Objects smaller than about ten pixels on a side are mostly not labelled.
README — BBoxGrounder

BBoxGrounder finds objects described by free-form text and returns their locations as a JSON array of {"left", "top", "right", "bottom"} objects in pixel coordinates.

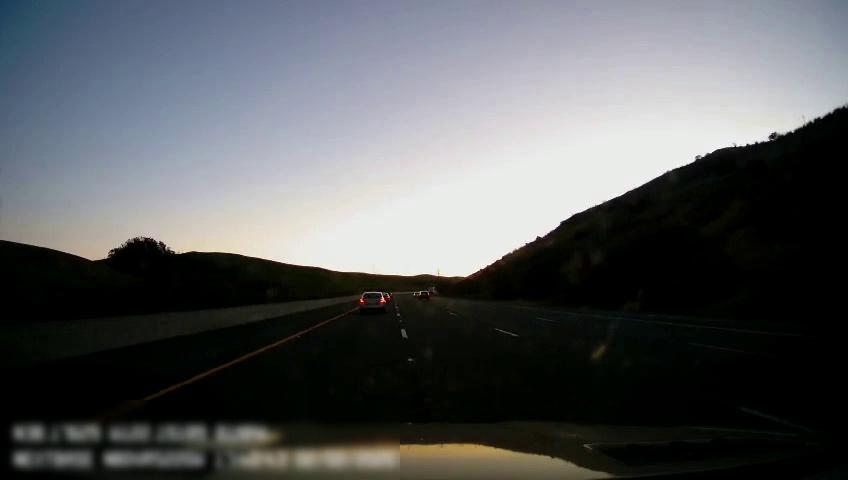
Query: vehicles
[
  {"left": 382, "top": 292, "right": 390, "bottom": 304},
  {"left": 418, "top": 290, "right": 430, "bottom": 300},
  {"left": 360, "top": 292, "right": 386, "bottom": 313}
]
